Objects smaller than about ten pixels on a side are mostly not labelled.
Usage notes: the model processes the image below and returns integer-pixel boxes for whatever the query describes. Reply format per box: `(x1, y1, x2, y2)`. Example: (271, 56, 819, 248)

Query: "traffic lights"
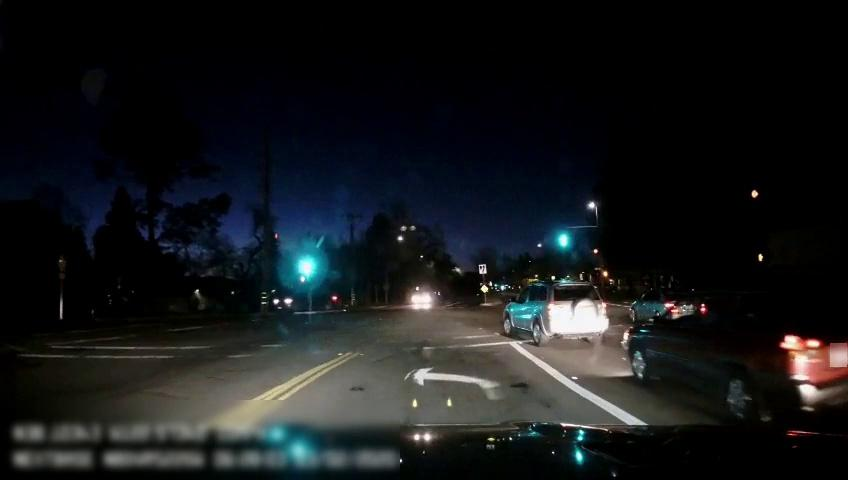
(273, 232, 280, 250)
(559, 232, 568, 252)
(303, 257, 312, 274)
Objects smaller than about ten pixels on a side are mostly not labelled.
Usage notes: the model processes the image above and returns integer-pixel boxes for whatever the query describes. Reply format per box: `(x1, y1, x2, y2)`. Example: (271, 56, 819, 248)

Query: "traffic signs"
(479, 263, 487, 274)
